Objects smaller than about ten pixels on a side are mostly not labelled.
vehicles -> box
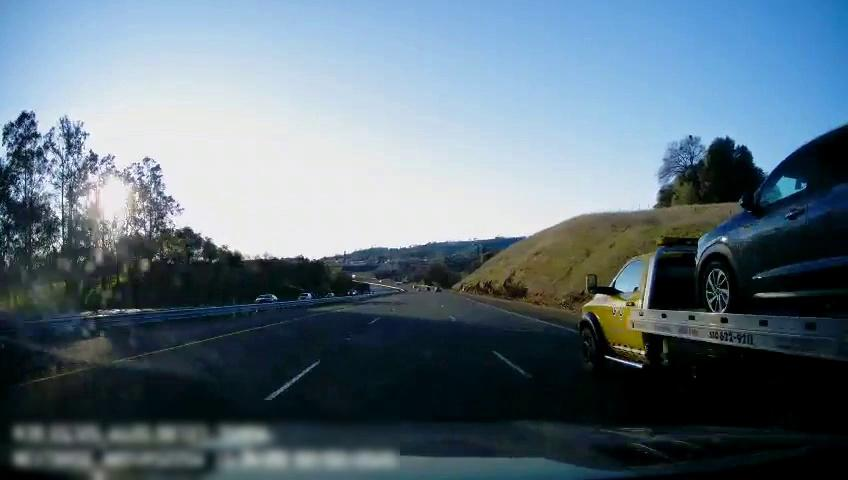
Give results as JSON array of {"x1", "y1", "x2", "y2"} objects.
[
  {"x1": 298, "y1": 293, "x2": 312, "y2": 301},
  {"x1": 260, "y1": 294, "x2": 278, "y2": 304},
  {"x1": 578, "y1": 123, "x2": 848, "y2": 435},
  {"x1": 347, "y1": 290, "x2": 359, "y2": 297},
  {"x1": 323, "y1": 293, "x2": 335, "y2": 300}
]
